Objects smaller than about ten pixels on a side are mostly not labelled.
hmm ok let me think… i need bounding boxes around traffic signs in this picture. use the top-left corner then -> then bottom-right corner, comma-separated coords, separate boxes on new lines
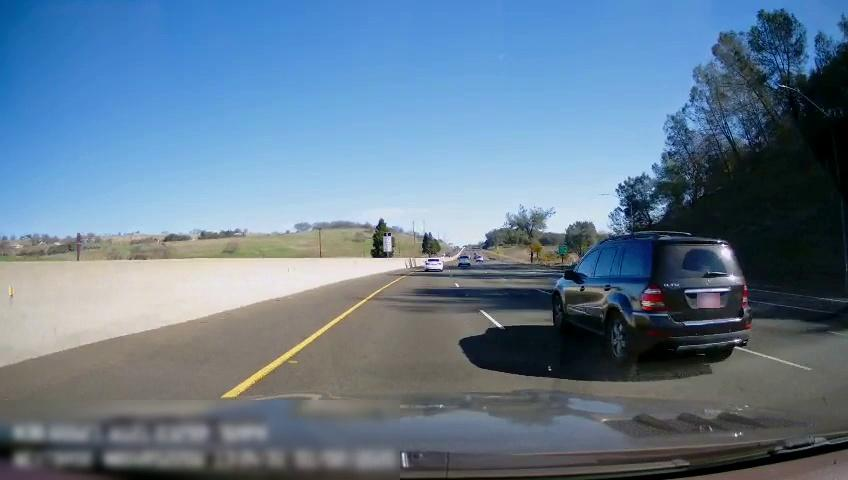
558,245 -> 569,257
383,233 -> 392,252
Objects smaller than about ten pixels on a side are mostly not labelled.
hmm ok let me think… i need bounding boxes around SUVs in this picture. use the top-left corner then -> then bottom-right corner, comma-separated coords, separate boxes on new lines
457,256 -> 471,268
551,232 -> 752,370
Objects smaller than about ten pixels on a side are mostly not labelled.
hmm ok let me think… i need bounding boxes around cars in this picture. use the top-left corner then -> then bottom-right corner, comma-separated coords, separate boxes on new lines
424,258 -> 444,273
